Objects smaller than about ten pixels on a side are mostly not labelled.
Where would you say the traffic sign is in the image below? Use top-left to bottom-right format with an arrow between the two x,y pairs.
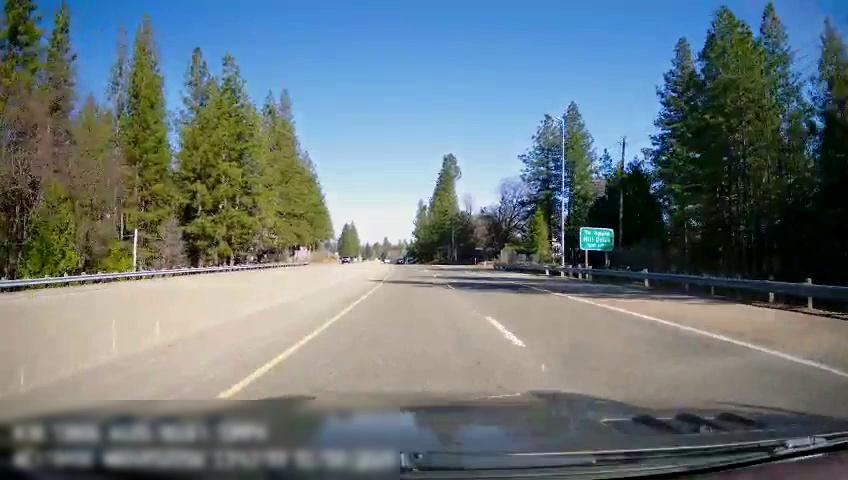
578,225 -> 616,252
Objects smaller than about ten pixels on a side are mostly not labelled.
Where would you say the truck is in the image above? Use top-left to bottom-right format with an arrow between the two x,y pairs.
341,255 -> 354,265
